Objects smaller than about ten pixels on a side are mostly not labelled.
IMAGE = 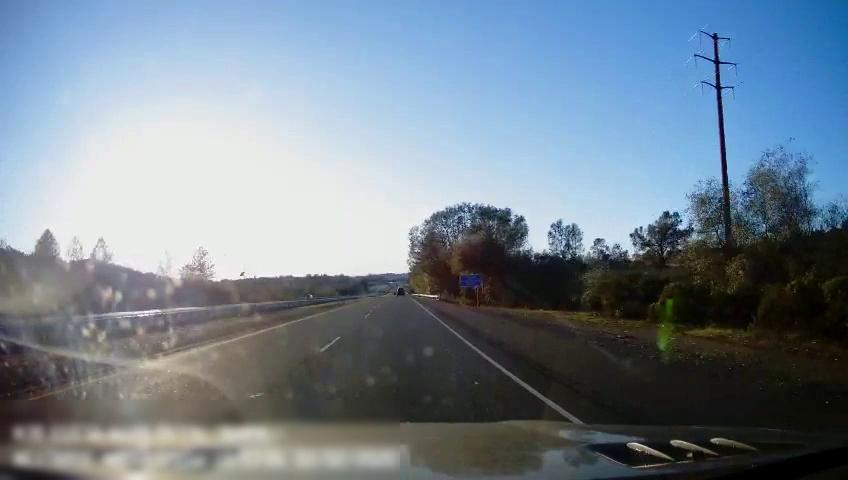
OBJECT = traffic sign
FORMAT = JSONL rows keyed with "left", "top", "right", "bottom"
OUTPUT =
{"left": 459, "top": 273, "right": 483, "bottom": 289}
